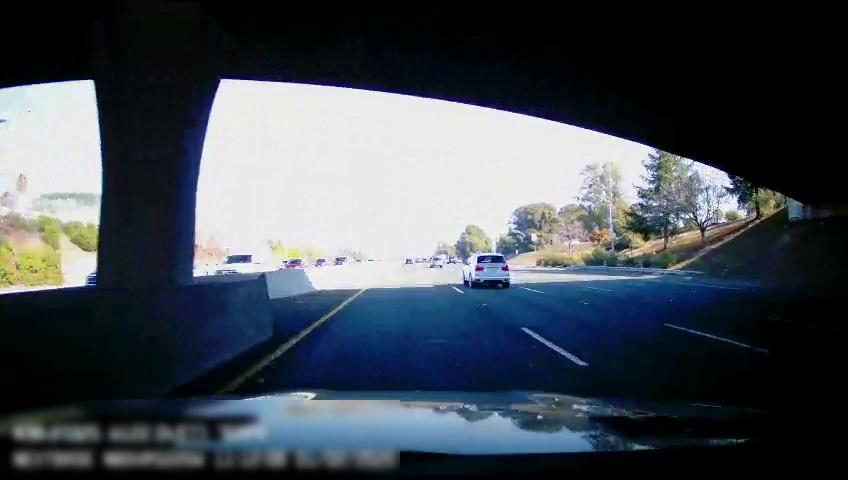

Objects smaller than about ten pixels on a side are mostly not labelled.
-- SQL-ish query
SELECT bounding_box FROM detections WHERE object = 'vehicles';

[461,253,510,288]
[335,257,348,265]
[284,259,304,268]
[430,258,443,268]
[315,259,328,267]
[214,252,277,275]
